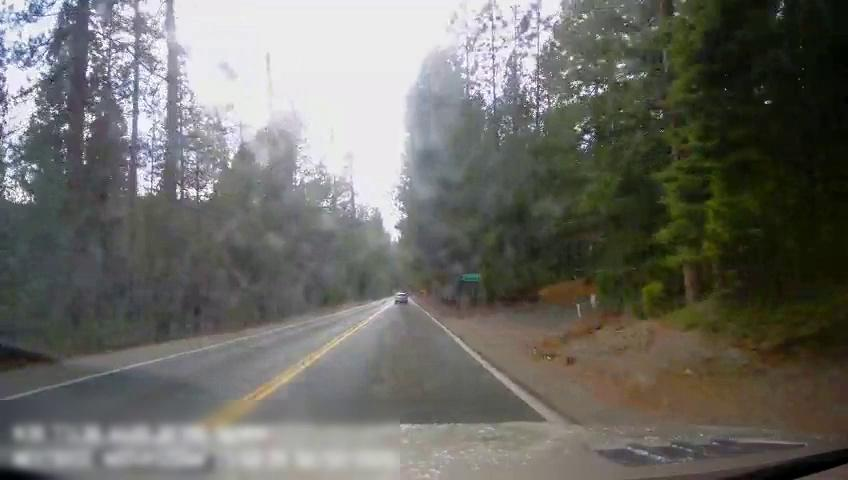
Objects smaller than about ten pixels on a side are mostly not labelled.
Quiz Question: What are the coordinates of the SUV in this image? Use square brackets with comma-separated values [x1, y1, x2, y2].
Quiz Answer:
[394, 292, 409, 304]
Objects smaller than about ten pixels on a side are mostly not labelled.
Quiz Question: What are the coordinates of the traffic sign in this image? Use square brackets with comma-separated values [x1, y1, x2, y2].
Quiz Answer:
[461, 272, 480, 283]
